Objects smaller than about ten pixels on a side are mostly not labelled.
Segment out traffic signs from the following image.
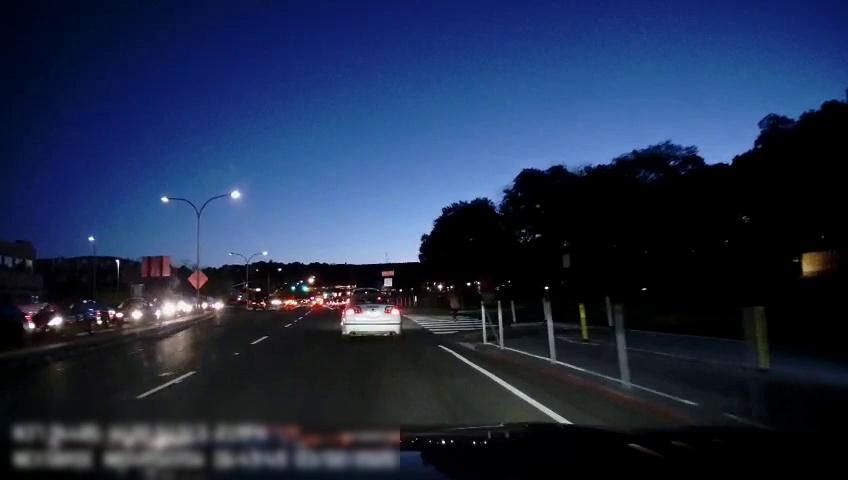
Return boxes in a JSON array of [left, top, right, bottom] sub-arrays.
[[382, 271, 397, 276], [383, 278, 394, 287]]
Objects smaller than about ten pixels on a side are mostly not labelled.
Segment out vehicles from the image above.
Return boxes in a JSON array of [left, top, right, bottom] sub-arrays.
[[251, 298, 266, 311], [31, 300, 103, 342], [113, 297, 167, 329], [339, 292, 401, 341], [4, 291, 48, 320], [0, 293, 32, 352], [352, 288, 379, 294]]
